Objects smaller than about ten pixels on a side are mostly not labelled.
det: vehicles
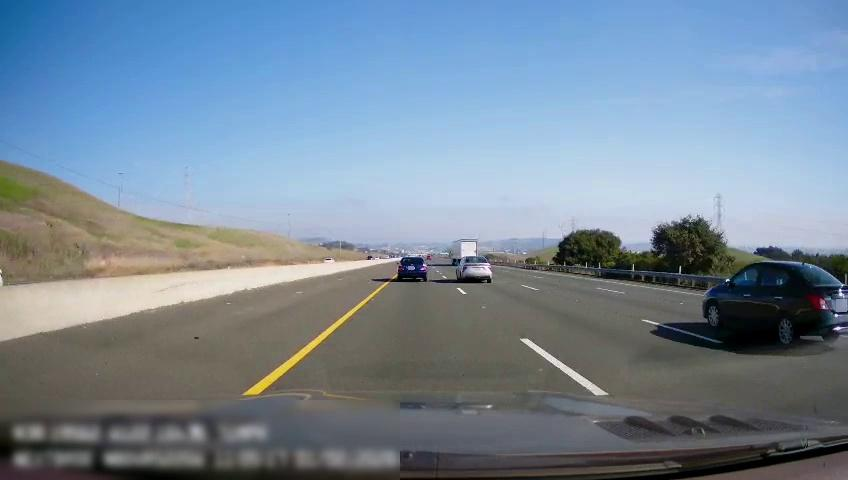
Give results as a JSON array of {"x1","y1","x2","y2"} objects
[
  {"x1": 452, "y1": 238, "x2": 479, "y2": 263},
  {"x1": 455, "y1": 255, "x2": 492, "y2": 283},
  {"x1": 398, "y1": 257, "x2": 428, "y2": 281},
  {"x1": 321, "y1": 258, "x2": 336, "y2": 264},
  {"x1": 700, "y1": 260, "x2": 848, "y2": 348}
]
